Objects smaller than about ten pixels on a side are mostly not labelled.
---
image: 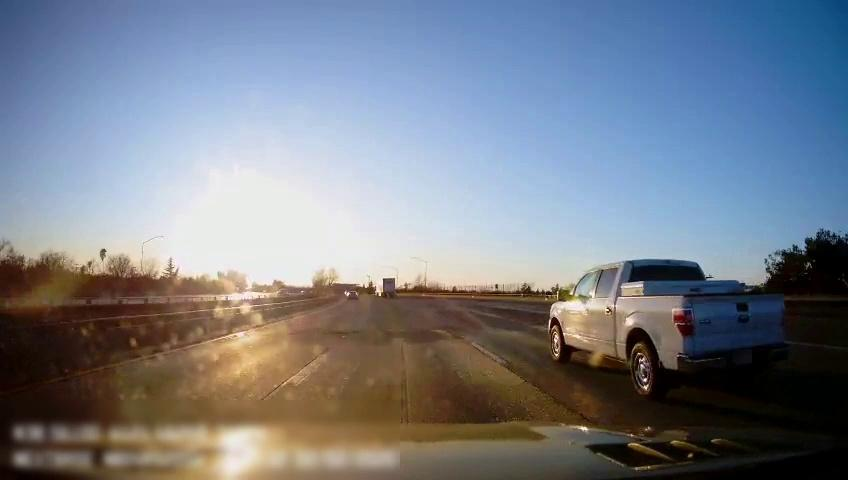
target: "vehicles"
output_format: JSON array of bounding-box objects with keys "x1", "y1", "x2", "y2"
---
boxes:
[
  {"x1": 277, "y1": 288, "x2": 289, "y2": 296},
  {"x1": 375, "y1": 278, "x2": 396, "y2": 298},
  {"x1": 347, "y1": 291, "x2": 358, "y2": 300},
  {"x1": 548, "y1": 259, "x2": 790, "y2": 400}
]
